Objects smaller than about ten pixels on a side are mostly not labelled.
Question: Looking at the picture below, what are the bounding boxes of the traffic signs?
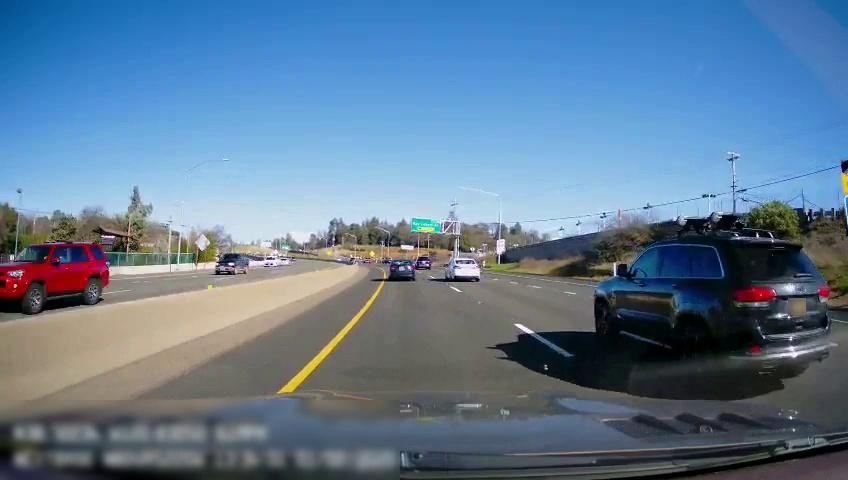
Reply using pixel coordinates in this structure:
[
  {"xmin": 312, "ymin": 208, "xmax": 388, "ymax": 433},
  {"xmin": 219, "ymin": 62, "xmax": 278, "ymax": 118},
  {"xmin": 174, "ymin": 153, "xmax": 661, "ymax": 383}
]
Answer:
[
  {"xmin": 410, "ymin": 217, "xmax": 440, "ymax": 234},
  {"xmin": 844, "ymin": 175, "xmax": 848, "ymax": 195}
]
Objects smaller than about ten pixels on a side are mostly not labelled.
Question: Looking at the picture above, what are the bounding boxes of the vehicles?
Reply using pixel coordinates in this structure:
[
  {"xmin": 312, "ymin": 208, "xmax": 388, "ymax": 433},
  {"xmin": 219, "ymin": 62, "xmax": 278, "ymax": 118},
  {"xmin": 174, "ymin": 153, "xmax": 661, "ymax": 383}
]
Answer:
[
  {"xmin": 415, "ymin": 256, "xmax": 432, "ymax": 270},
  {"xmin": 591, "ymin": 236, "xmax": 840, "ymax": 385},
  {"xmin": 279, "ymin": 258, "xmax": 290, "ymax": 266},
  {"xmin": 214, "ymin": 253, "xmax": 250, "ymax": 275},
  {"xmin": 444, "ymin": 258, "xmax": 481, "ymax": 283},
  {"xmin": 0, "ymin": 242, "xmax": 110, "ymax": 316},
  {"xmin": 263, "ymin": 256, "xmax": 281, "ymax": 268},
  {"xmin": 389, "ymin": 258, "xmax": 418, "ymax": 282}
]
